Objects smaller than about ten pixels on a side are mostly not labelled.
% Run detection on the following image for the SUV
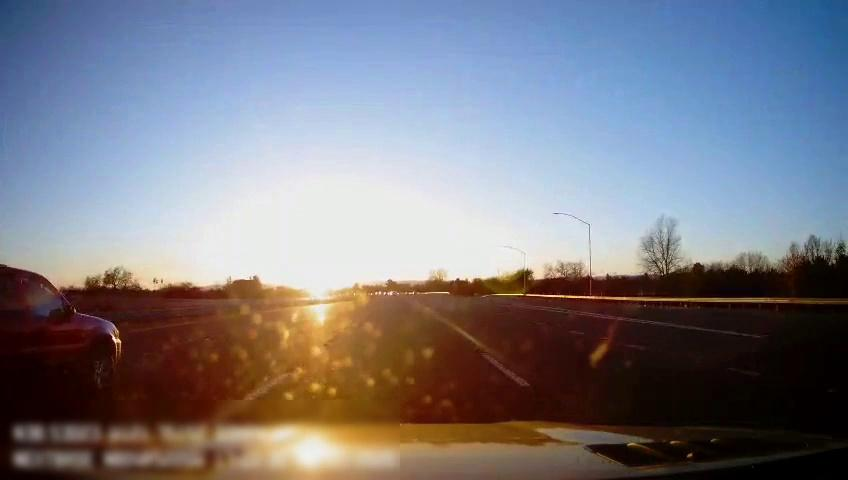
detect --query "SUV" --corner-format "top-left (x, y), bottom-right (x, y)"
top-left (0, 263), bottom-right (122, 397)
